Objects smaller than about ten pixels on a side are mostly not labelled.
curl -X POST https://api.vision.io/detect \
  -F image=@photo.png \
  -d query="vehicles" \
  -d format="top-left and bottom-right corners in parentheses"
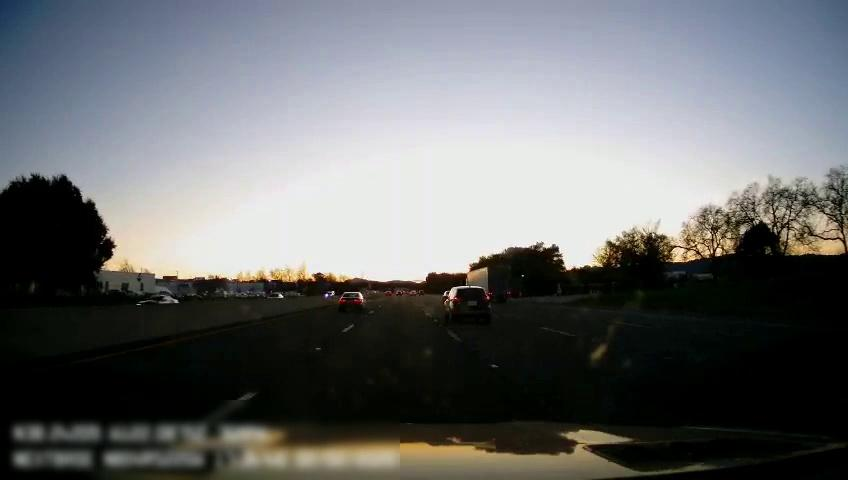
top-left (441, 291), bottom-right (451, 304)
top-left (466, 266), bottom-right (512, 303)
top-left (444, 286), bottom-right (492, 322)
top-left (267, 293), bottom-right (284, 299)
top-left (337, 291), bottom-right (366, 312)
top-left (136, 295), bottom-right (179, 307)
